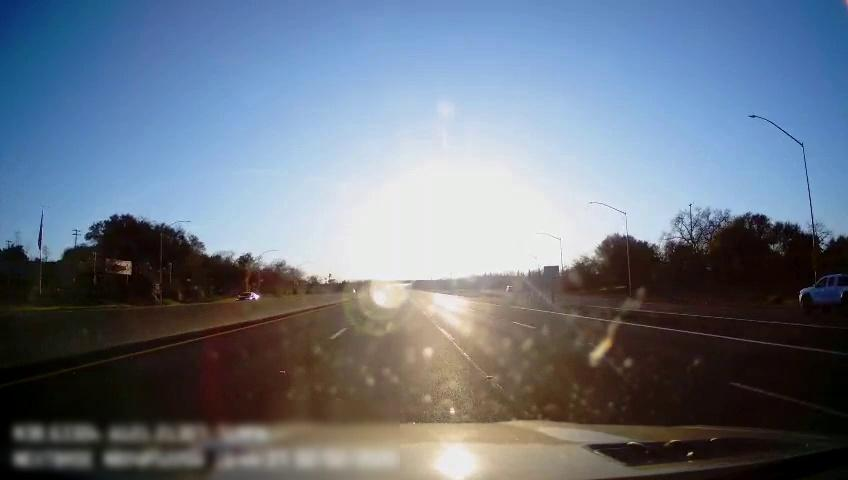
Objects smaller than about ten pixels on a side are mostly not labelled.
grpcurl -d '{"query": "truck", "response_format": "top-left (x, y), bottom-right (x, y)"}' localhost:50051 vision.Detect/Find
top-left (798, 274), bottom-right (848, 314)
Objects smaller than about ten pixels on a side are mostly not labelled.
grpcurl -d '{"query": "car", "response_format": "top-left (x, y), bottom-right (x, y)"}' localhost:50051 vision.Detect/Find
top-left (235, 292), bottom-right (260, 303)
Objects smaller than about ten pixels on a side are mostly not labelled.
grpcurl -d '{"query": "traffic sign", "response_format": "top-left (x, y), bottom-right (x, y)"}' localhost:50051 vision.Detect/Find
top-left (543, 265), bottom-right (560, 282)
